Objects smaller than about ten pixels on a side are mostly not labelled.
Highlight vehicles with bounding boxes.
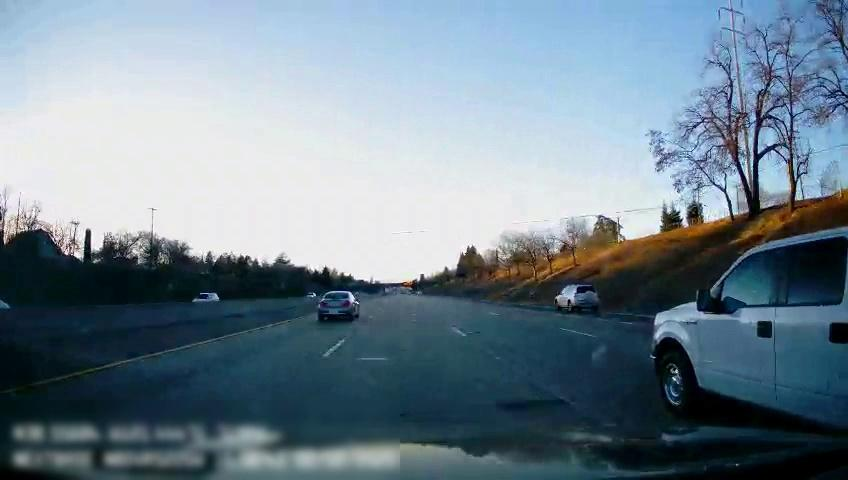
[192,292,220,303]
[650,228,848,435]
[318,290,362,323]
[0,298,13,309]
[553,283,600,314]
